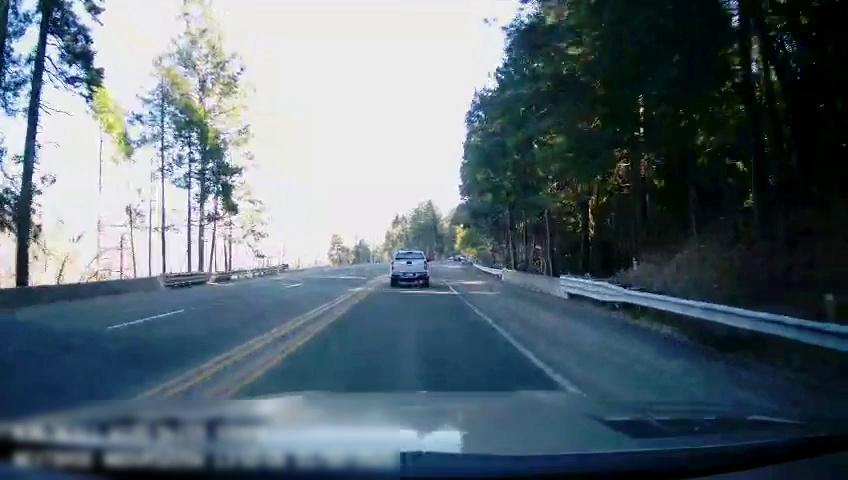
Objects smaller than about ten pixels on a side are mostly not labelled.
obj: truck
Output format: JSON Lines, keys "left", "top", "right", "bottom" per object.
{"left": 389, "top": 249, "right": 432, "bottom": 289}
